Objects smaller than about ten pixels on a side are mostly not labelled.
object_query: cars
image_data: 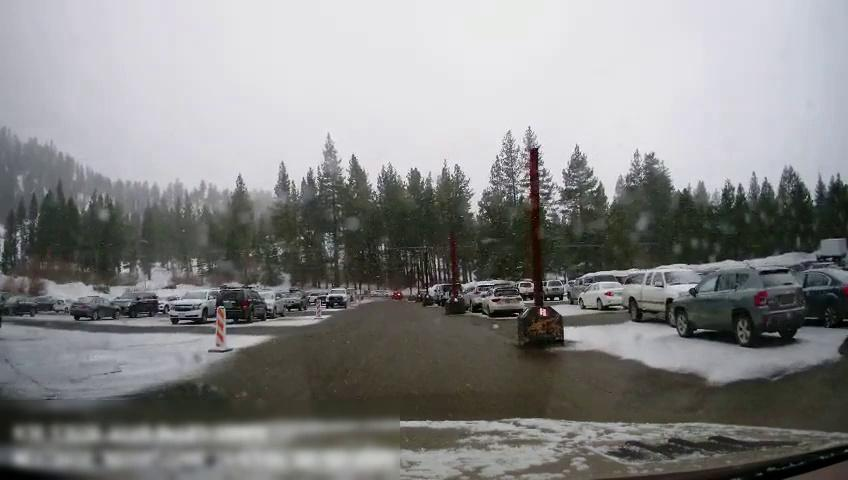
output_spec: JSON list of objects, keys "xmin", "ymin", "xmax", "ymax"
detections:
[
  {"xmin": 0, "ymin": 296, "xmax": 40, "ymax": 318},
  {"xmin": 577, "ymin": 281, "xmax": 624, "ymax": 311},
  {"xmin": 800, "ymin": 267, "xmax": 848, "ymax": 331},
  {"xmin": 32, "ymin": 295, "xmax": 64, "ymax": 313},
  {"xmin": 481, "ymin": 289, "xmax": 526, "ymax": 317},
  {"xmin": 69, "ymin": 296, "xmax": 120, "ymax": 321},
  {"xmin": 259, "ymin": 291, "xmax": 285, "ymax": 319}
]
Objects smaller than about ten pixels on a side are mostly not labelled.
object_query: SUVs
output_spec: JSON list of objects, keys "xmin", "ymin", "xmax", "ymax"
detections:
[
  {"xmin": 468, "ymin": 287, "xmax": 493, "ymax": 313},
  {"xmin": 518, "ymin": 280, "xmax": 535, "ymax": 300},
  {"xmin": 111, "ymin": 292, "xmax": 160, "ymax": 319},
  {"xmin": 215, "ymin": 288, "xmax": 267, "ymax": 321},
  {"xmin": 543, "ymin": 280, "xmax": 565, "ymax": 301},
  {"xmin": 671, "ymin": 269, "xmax": 805, "ymax": 347},
  {"xmin": 281, "ymin": 290, "xmax": 308, "ymax": 312},
  {"xmin": 168, "ymin": 290, "xmax": 218, "ymax": 326}
]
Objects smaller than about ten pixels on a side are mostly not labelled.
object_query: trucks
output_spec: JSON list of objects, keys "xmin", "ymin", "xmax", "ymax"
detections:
[
  {"xmin": 566, "ymin": 276, "xmax": 618, "ymax": 305},
  {"xmin": 623, "ymin": 269, "xmax": 710, "ymax": 327},
  {"xmin": 325, "ymin": 287, "xmax": 348, "ymax": 308}
]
